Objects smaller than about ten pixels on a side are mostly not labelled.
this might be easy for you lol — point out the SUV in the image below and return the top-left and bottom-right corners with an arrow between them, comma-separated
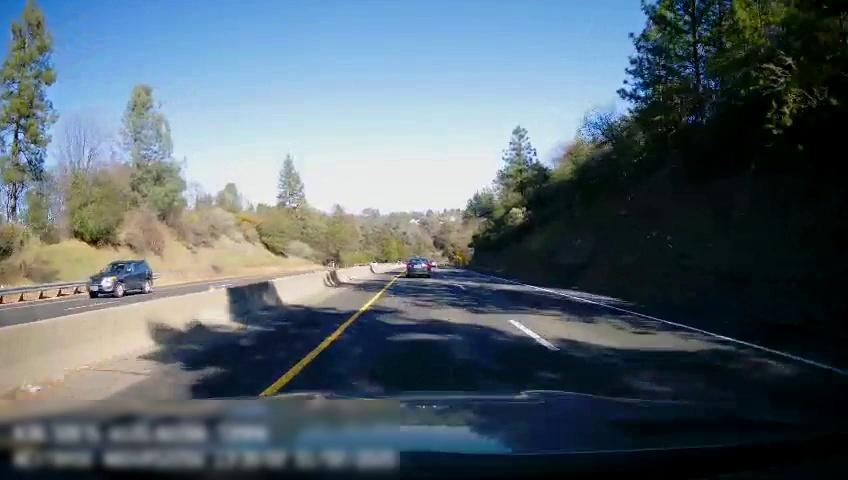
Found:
85,260 -> 152,299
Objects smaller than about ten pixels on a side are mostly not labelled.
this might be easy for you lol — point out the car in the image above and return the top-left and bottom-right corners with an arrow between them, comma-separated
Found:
405,254 -> 431,277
